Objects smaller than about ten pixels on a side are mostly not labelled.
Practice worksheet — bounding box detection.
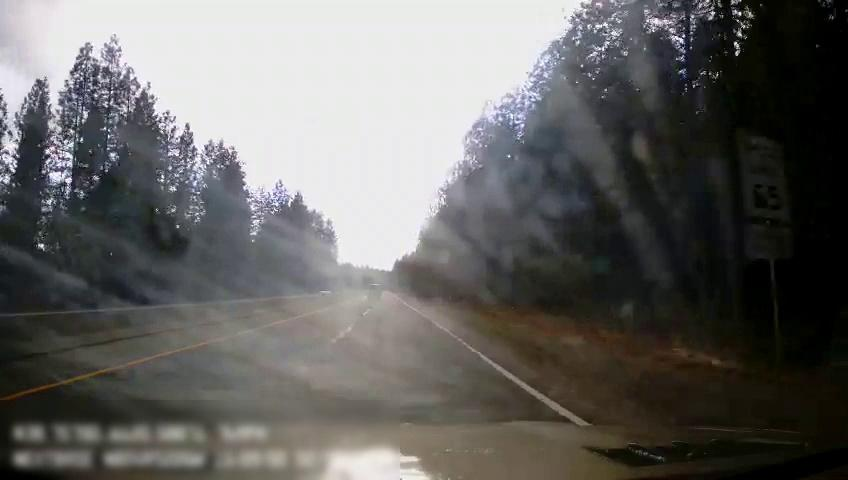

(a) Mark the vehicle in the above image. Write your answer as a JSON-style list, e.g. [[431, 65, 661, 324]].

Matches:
[[367, 283, 383, 299]]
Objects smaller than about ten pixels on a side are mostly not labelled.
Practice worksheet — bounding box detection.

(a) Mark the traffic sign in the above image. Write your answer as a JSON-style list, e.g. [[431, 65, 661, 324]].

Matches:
[[745, 134, 789, 220]]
